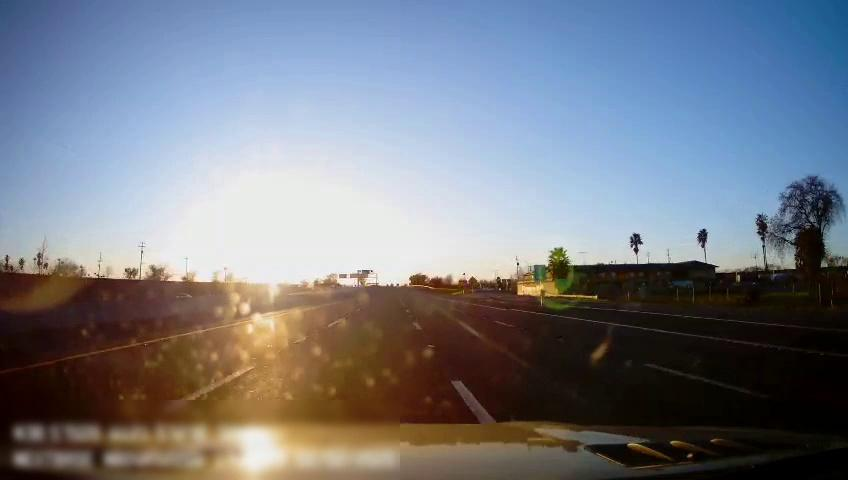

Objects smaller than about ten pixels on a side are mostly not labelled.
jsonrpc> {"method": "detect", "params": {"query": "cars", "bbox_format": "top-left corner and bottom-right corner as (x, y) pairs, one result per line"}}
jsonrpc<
(171, 293), (193, 300)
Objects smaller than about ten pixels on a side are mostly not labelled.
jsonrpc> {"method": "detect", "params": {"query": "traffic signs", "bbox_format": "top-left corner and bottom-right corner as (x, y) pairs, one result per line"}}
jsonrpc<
(468, 276), (477, 287)
(533, 264), (546, 281)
